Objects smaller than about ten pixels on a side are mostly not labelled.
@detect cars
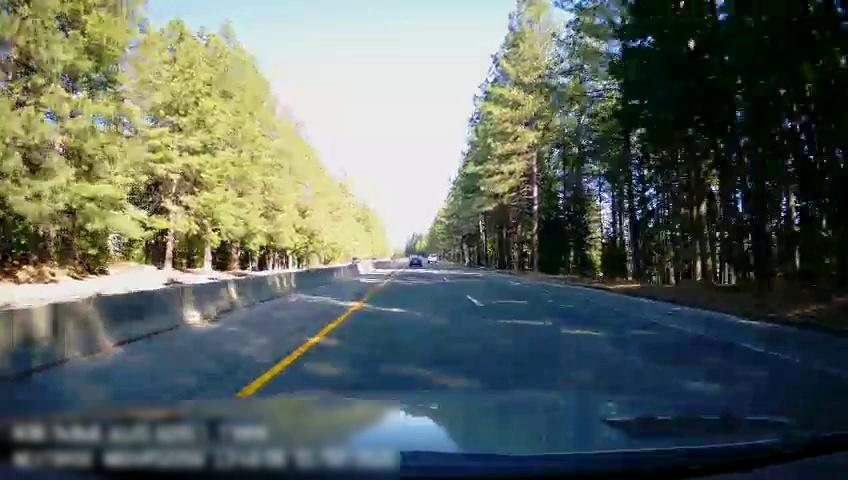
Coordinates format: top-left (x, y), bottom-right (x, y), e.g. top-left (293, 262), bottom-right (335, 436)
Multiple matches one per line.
top-left (427, 255), bottom-right (438, 264)
top-left (409, 256), bottom-right (422, 266)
